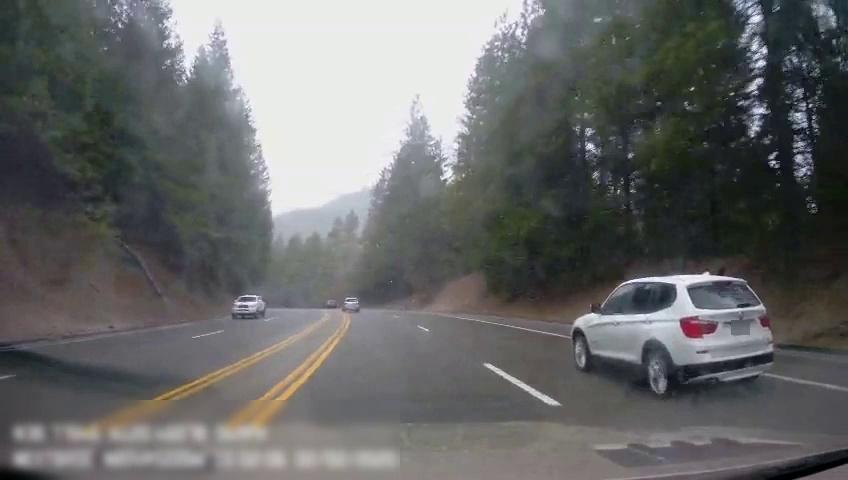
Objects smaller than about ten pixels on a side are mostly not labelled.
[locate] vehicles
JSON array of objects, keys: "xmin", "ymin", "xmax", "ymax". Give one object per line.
[
  {"xmin": 342, "ymin": 297, "xmax": 361, "ymax": 313},
  {"xmin": 325, "ymin": 299, "xmax": 337, "ymax": 309},
  {"xmin": 569, "ymin": 274, "xmax": 776, "ymax": 400},
  {"xmin": 230, "ymin": 295, "xmax": 267, "ymax": 320}
]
